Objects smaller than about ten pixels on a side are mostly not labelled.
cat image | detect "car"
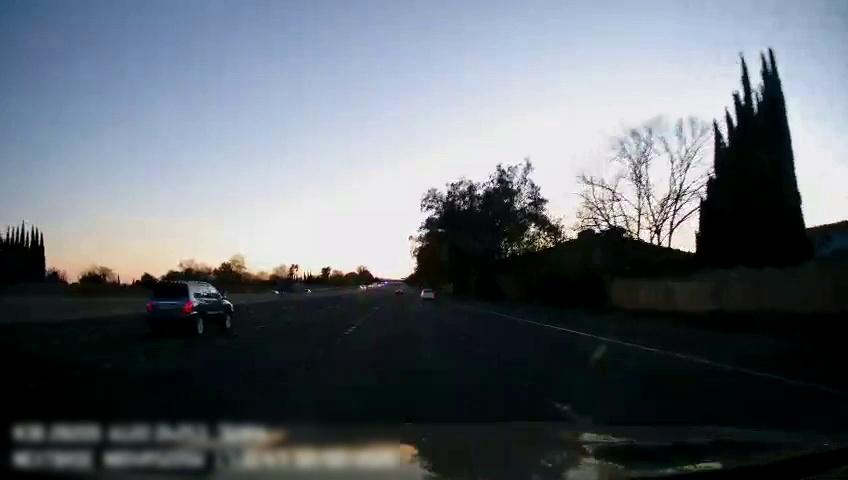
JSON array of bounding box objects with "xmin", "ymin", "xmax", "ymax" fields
[{"xmin": 420, "ymin": 288, "xmax": 434, "ymax": 299}]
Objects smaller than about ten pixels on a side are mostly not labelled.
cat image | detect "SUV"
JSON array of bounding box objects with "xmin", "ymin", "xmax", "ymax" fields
[{"xmin": 145, "ymin": 279, "xmax": 235, "ymax": 337}]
